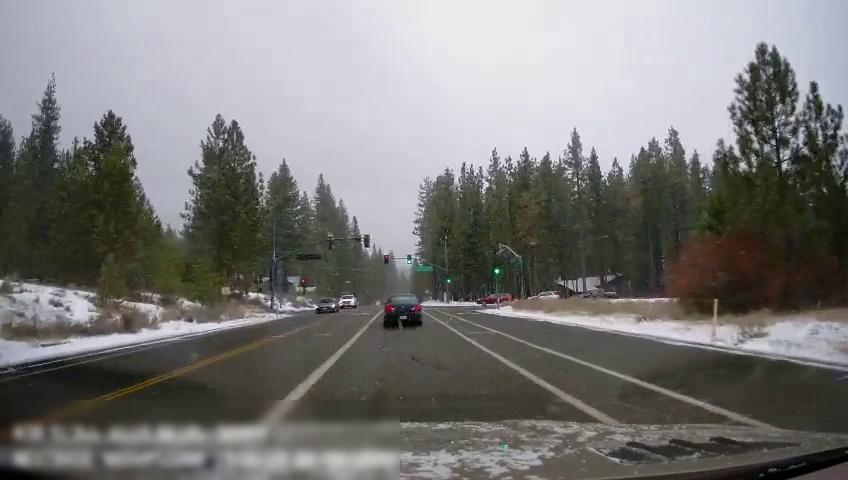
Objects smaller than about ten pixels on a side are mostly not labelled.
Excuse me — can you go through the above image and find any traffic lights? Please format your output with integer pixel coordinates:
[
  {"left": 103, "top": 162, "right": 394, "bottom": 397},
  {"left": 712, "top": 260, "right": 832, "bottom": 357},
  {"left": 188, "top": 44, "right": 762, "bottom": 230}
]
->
[
  {"left": 407, "top": 254, "right": 412, "bottom": 265},
  {"left": 363, "top": 234, "right": 371, "bottom": 248},
  {"left": 327, "top": 236, "right": 335, "bottom": 251},
  {"left": 383, "top": 254, "right": 390, "bottom": 265}
]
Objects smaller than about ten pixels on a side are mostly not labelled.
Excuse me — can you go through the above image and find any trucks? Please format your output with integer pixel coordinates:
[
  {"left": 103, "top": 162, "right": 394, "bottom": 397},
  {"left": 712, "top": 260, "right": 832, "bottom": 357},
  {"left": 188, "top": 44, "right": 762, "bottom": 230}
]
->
[{"left": 578, "top": 286, "right": 617, "bottom": 300}]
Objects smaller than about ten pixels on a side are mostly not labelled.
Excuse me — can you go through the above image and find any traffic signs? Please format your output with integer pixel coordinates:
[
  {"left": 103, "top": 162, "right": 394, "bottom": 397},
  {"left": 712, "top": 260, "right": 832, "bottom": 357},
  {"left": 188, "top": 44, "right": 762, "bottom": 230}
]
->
[{"left": 415, "top": 265, "right": 433, "bottom": 272}]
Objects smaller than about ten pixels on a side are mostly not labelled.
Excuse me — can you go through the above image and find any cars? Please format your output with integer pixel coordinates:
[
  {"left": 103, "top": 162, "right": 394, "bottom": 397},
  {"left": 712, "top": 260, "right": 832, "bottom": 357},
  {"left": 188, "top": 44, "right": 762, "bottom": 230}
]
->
[
  {"left": 382, "top": 295, "right": 423, "bottom": 328},
  {"left": 314, "top": 296, "right": 340, "bottom": 315}
]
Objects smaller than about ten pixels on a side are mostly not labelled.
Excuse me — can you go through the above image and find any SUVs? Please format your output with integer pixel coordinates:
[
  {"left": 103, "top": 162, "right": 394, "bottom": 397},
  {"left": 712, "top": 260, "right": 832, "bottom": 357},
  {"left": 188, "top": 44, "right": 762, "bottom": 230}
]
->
[
  {"left": 530, "top": 291, "right": 560, "bottom": 301},
  {"left": 339, "top": 294, "right": 357, "bottom": 310},
  {"left": 475, "top": 292, "right": 512, "bottom": 306}
]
